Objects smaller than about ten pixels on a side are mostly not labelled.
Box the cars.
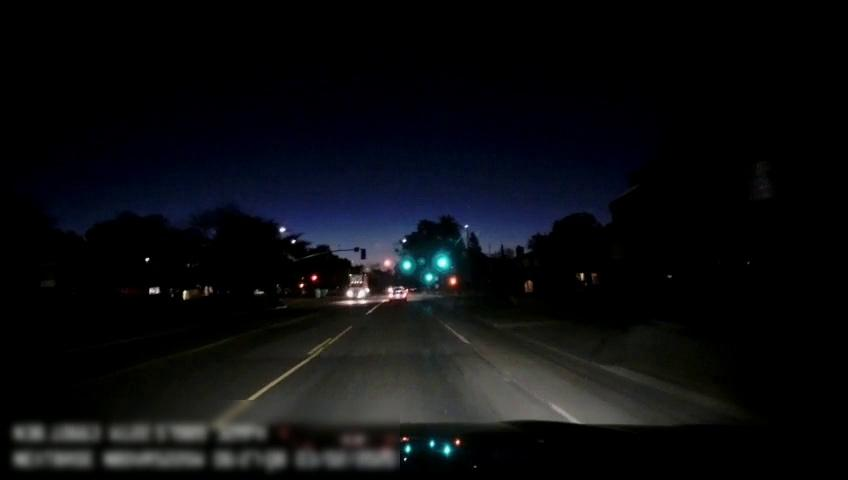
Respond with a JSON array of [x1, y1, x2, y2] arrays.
[[389, 286, 407, 302]]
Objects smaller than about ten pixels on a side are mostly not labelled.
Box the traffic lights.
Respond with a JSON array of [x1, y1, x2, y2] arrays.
[[360, 248, 367, 260], [384, 257, 391, 269], [437, 253, 444, 266], [402, 257, 411, 269]]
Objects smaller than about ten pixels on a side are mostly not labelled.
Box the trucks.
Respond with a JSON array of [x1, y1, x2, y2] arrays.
[[347, 274, 370, 299]]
